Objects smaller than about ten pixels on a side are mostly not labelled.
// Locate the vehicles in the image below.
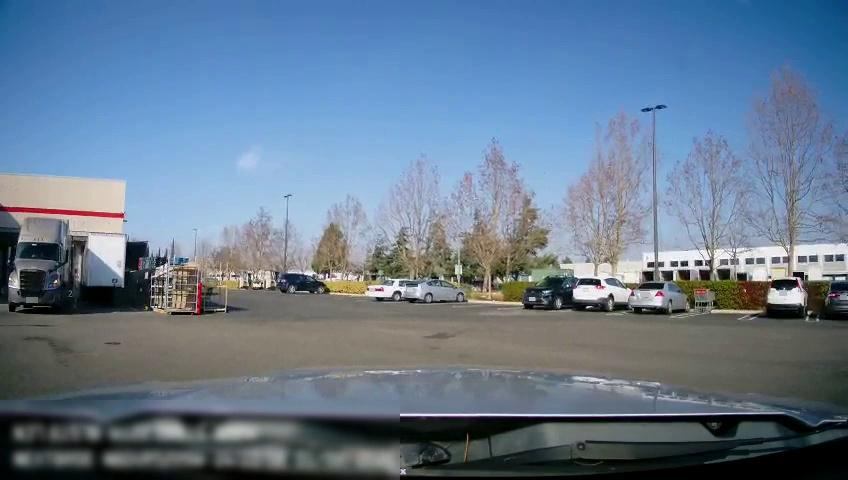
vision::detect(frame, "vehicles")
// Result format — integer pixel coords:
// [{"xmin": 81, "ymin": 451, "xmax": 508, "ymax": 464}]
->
[
  {"xmin": 822, "ymin": 278, "xmax": 848, "ymax": 317},
  {"xmin": 573, "ymin": 275, "xmax": 631, "ymax": 312},
  {"xmin": 765, "ymin": 275, "xmax": 809, "ymax": 319},
  {"xmin": 77, "ymin": 233, "xmax": 129, "ymax": 299},
  {"xmin": 364, "ymin": 278, "xmax": 410, "ymax": 303},
  {"xmin": 629, "ymin": 280, "xmax": 691, "ymax": 314},
  {"xmin": 6, "ymin": 216, "xmax": 75, "ymax": 313},
  {"xmin": 523, "ymin": 275, "xmax": 577, "ymax": 310},
  {"xmin": 277, "ymin": 273, "xmax": 328, "ymax": 295},
  {"xmin": 403, "ymin": 278, "xmax": 468, "ymax": 303}
]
